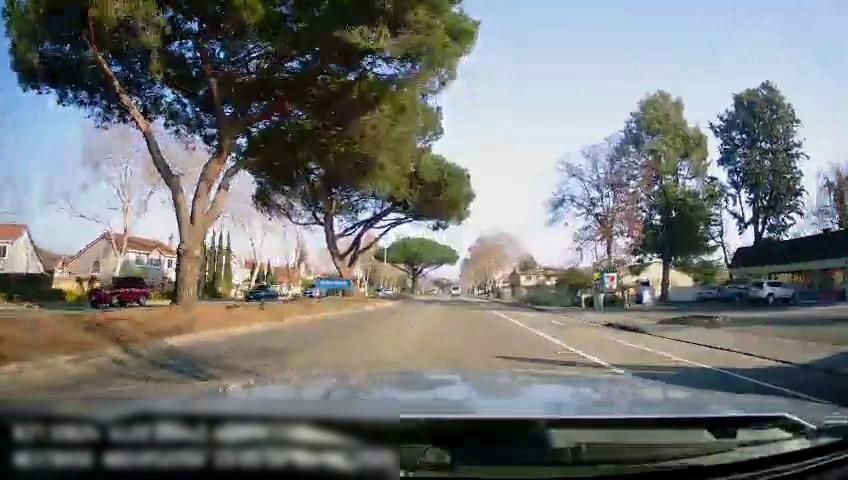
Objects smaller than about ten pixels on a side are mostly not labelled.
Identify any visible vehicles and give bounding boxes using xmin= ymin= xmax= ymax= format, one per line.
xmin=86 ymin=276 xmax=151 ymax=308
xmin=720 ymin=280 xmax=755 ymax=305
xmin=699 ymin=287 xmax=721 ymax=301
xmin=749 ymin=280 xmax=800 ymax=305
xmin=372 ymin=288 xmax=387 ymax=297
xmin=245 ymin=286 xmax=278 ymax=302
